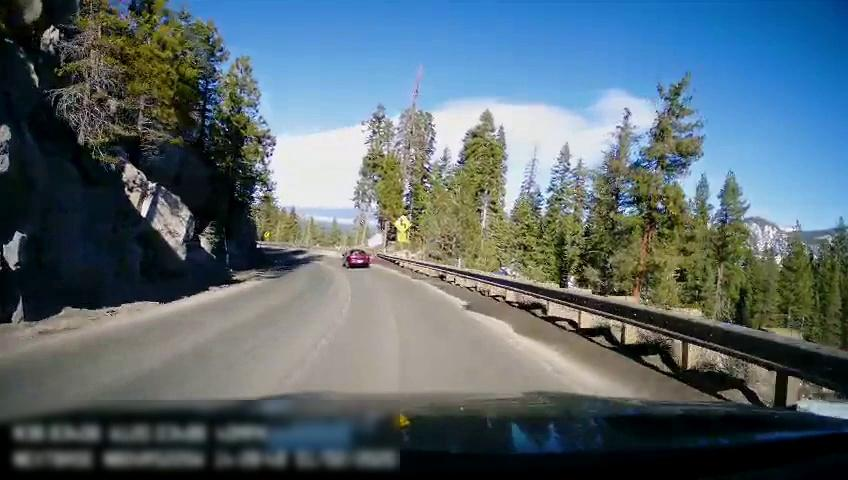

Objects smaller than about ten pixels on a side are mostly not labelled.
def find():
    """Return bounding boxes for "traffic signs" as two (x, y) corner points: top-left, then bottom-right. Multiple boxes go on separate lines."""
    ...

(393, 215), (412, 231)
(396, 231), (409, 242)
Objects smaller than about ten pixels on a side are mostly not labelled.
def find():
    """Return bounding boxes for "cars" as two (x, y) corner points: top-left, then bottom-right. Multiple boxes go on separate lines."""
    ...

(343, 248), (370, 269)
